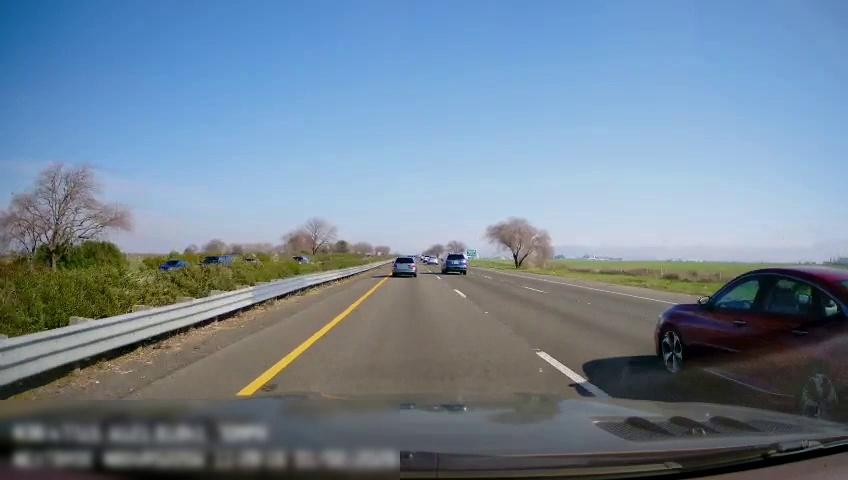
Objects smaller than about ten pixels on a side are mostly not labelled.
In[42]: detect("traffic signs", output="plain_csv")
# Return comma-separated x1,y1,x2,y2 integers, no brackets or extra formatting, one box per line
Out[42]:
466,248,477,259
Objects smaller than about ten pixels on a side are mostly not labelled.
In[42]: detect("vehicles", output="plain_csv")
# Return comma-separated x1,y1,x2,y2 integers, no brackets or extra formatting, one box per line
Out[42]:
198,254,233,269
391,256,418,278
157,259,187,274
440,252,469,276
427,256,438,266
290,255,310,265
653,266,848,426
